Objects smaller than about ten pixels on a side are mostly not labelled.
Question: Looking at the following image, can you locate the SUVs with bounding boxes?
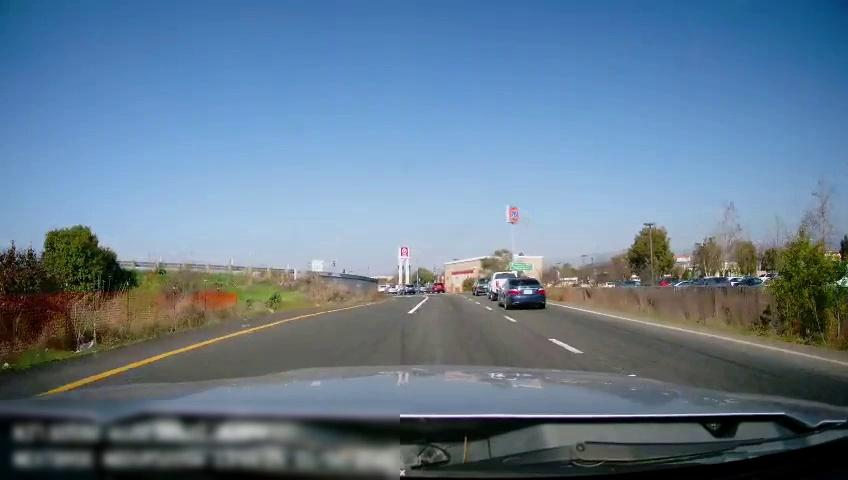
[400,284,416,296]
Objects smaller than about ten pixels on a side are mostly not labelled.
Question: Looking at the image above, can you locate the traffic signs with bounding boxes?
[511,261,534,272]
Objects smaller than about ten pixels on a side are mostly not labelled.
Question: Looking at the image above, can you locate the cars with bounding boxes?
[497,278,546,310]
[472,277,488,296]
[431,282,445,293]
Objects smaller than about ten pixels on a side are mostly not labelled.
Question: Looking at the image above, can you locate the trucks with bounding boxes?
[487,271,519,301]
